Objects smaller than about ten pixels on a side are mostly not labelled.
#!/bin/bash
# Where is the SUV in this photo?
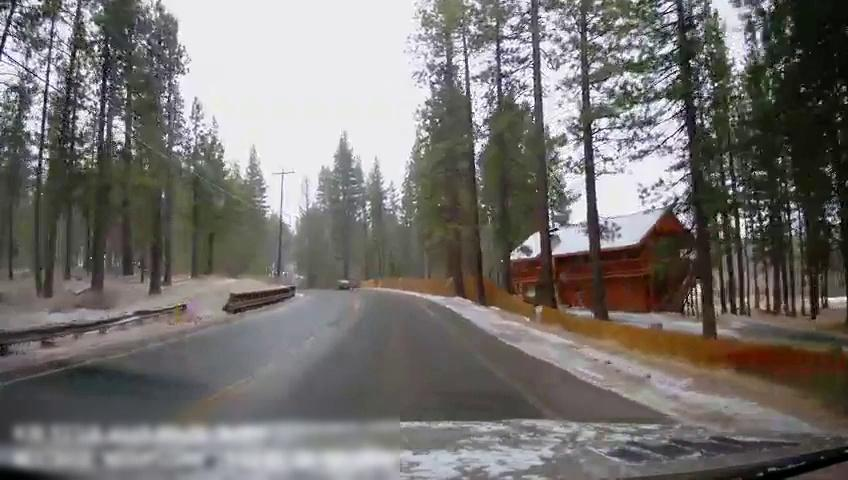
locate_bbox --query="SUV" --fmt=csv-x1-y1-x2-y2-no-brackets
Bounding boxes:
336,279,352,290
